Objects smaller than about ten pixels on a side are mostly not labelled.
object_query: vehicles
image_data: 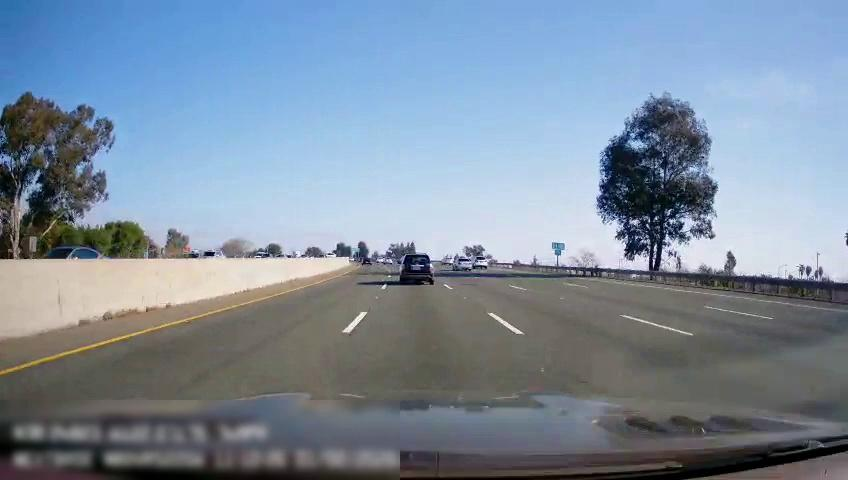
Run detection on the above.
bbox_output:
[440,257,453,266]
[182,252,202,259]
[44,246,112,259]
[361,258,372,266]
[199,250,227,259]
[324,251,337,258]
[396,253,434,286]
[451,257,473,272]
[472,256,488,270]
